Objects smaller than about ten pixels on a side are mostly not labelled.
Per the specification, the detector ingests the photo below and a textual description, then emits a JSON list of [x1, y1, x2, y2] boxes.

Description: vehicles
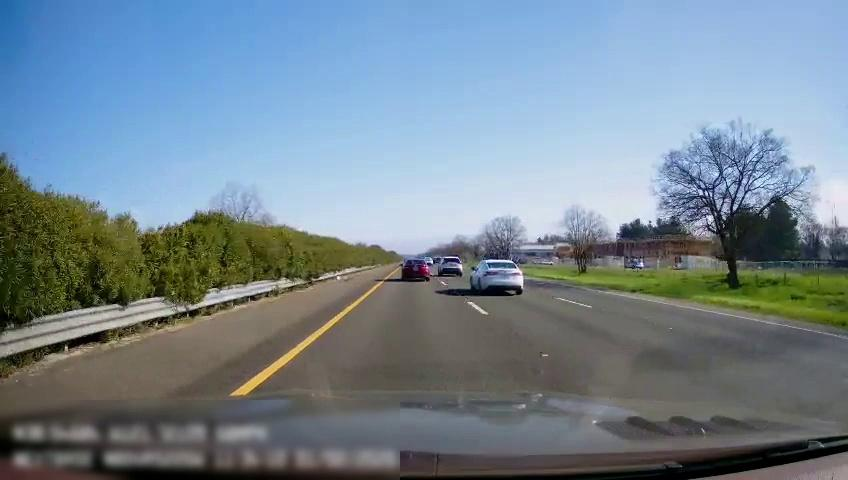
[[398, 258, 431, 281], [622, 258, 646, 271], [469, 259, 525, 295], [437, 257, 463, 277]]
